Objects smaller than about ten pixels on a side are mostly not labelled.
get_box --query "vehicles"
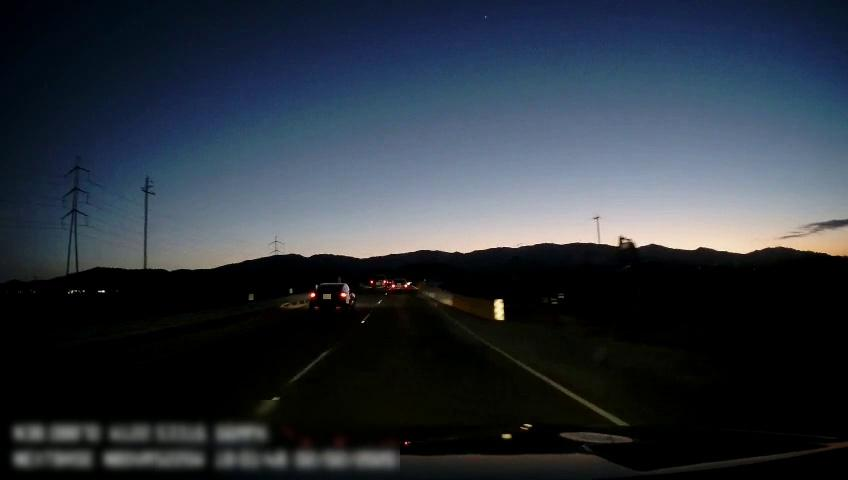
[390,278,409,293]
[369,275,387,291]
[305,281,356,321]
